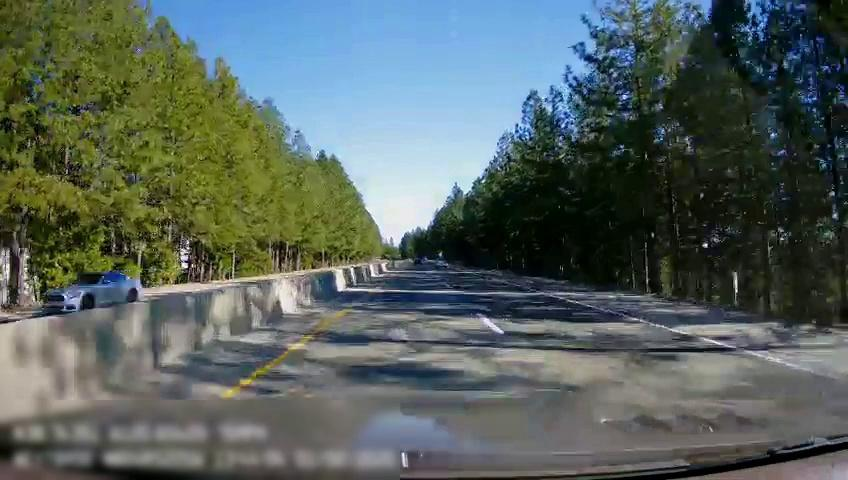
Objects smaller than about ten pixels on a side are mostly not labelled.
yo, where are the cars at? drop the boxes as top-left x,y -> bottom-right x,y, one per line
42,271 -> 143,317
432,258 -> 449,270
